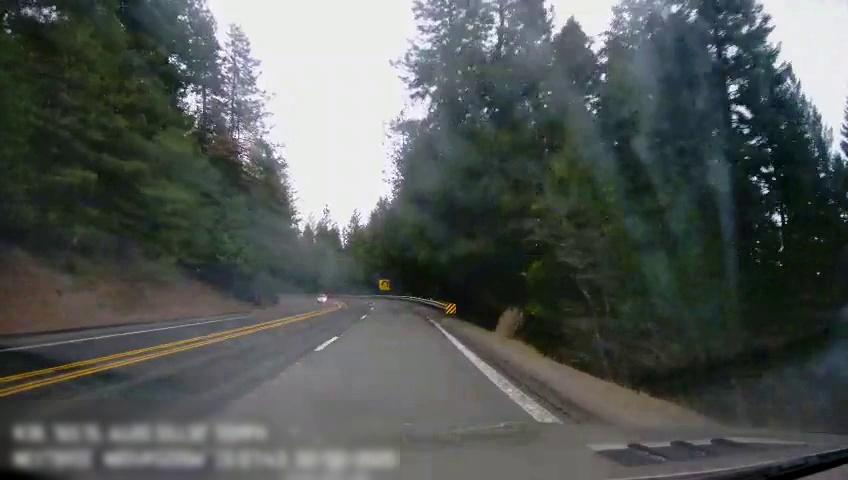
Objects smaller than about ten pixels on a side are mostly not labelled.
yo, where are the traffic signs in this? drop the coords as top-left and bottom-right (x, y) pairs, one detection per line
(378, 279), (390, 291)
(445, 303), (457, 315)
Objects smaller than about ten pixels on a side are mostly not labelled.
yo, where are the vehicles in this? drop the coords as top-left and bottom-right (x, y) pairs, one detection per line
(316, 293), (329, 305)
